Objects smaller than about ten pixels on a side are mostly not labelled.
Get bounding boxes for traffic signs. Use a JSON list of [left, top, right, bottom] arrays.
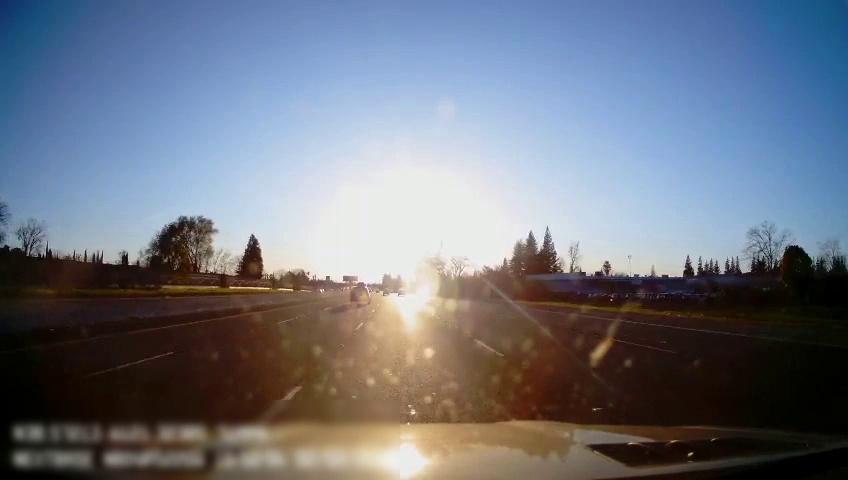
[[342, 275, 358, 282]]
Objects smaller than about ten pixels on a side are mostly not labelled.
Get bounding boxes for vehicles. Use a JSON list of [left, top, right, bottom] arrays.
[[349, 280, 372, 305], [397, 288, 407, 297], [382, 290, 390, 297]]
